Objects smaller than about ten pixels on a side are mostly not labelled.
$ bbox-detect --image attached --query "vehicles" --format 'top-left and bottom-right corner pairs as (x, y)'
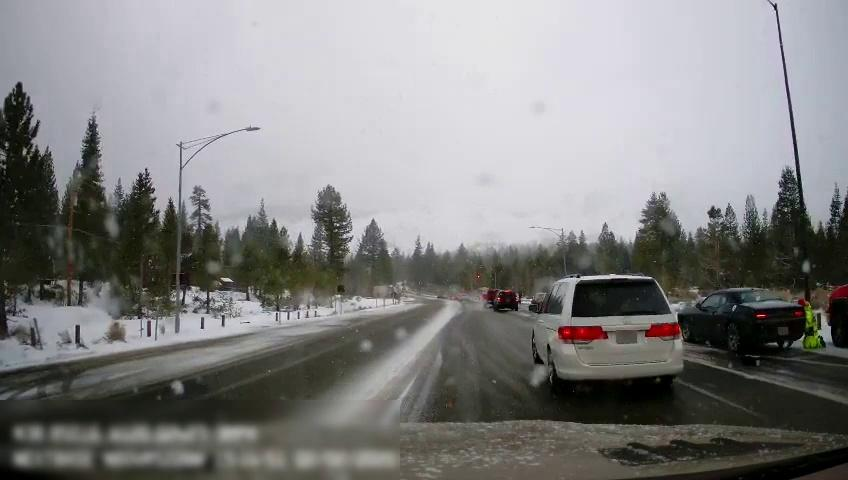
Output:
(481, 288), (497, 304)
(526, 272), (685, 390)
(677, 287), (808, 352)
(531, 292), (546, 305)
(491, 289), (519, 311)
(827, 283), (848, 350)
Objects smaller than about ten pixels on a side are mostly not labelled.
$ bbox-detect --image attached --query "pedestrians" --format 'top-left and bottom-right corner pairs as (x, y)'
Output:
(802, 301), (828, 348)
